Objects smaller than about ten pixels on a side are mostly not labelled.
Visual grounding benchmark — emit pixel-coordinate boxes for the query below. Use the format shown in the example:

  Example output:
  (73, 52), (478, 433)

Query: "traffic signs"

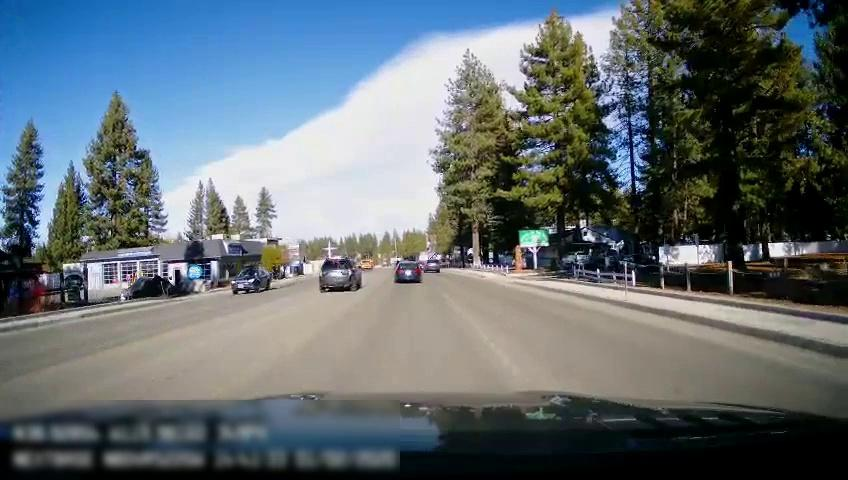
(518, 229), (550, 248)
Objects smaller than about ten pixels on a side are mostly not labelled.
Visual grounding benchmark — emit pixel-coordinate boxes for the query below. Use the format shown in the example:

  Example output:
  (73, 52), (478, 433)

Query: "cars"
(396, 260), (423, 284)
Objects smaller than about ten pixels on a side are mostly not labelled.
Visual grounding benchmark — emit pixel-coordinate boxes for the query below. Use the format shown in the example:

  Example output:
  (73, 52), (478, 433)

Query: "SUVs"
(424, 257), (442, 274)
(319, 257), (362, 292)
(231, 267), (272, 295)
